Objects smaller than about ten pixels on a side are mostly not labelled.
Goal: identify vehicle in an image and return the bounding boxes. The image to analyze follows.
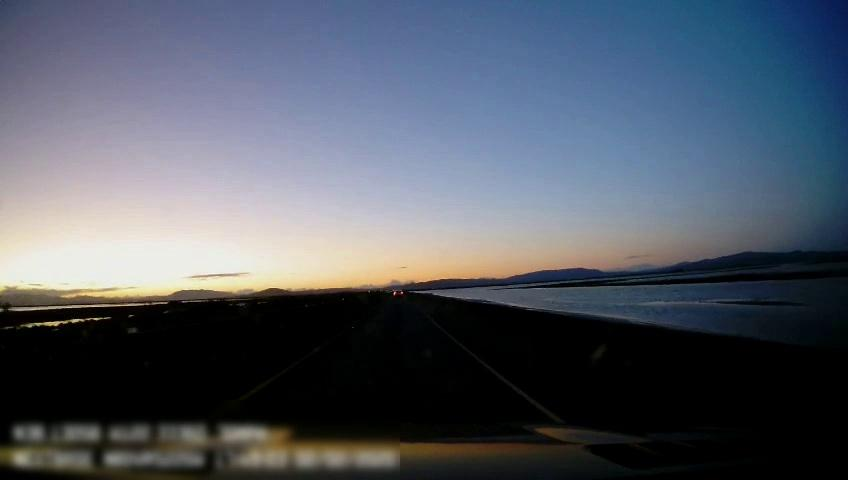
[392,288,404,297]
